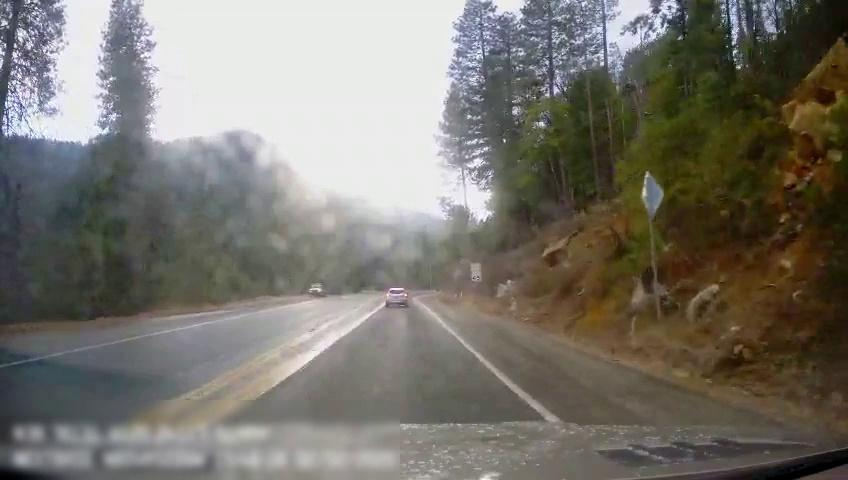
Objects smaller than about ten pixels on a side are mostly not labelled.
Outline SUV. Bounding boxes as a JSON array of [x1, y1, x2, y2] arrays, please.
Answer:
[[384, 287, 408, 307]]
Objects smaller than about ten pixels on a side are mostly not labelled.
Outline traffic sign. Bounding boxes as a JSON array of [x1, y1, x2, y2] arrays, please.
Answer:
[[470, 262, 482, 283]]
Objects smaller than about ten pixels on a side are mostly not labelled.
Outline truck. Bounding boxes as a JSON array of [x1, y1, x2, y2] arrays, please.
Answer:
[[308, 282, 326, 295]]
